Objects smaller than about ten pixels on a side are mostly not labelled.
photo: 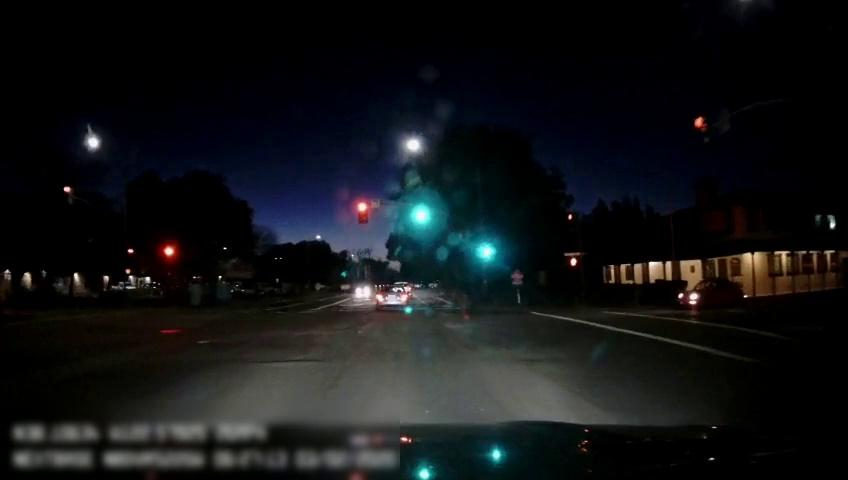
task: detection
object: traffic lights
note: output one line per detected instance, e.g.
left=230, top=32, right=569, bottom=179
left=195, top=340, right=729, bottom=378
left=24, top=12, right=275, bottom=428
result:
left=695, top=117, right=709, bottom=147
left=357, top=201, right=368, bottom=224
left=416, top=203, right=427, bottom=224
left=481, top=239, right=492, bottom=259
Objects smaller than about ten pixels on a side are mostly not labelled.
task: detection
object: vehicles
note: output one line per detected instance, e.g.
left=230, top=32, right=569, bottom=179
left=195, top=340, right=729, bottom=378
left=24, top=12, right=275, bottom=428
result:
left=394, top=282, right=412, bottom=299
left=375, top=284, right=409, bottom=311
left=677, top=277, right=746, bottom=311
left=354, top=282, right=372, bottom=297
left=427, top=280, right=439, bottom=289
